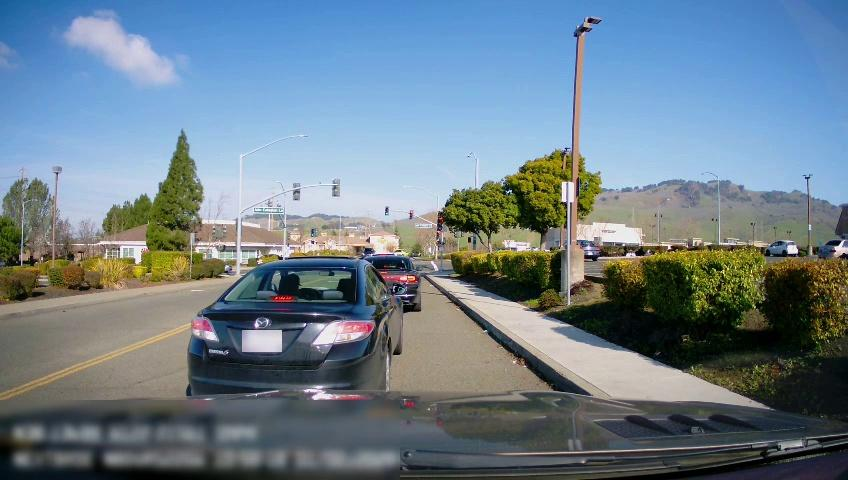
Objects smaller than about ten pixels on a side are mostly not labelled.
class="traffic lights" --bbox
[291,183,300,201]
[331,179,340,196]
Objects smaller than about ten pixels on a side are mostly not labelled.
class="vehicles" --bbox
[361,245,374,255]
[764,239,799,256]
[367,255,424,311]
[184,255,405,396]
[817,237,848,270]
[577,237,602,260]
[393,248,409,256]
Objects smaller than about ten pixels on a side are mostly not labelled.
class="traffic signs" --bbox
[417,222,433,229]
[254,205,285,216]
